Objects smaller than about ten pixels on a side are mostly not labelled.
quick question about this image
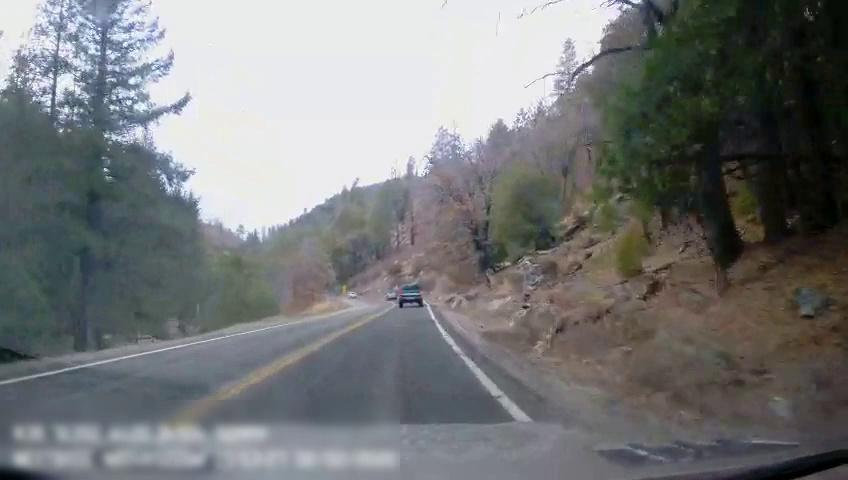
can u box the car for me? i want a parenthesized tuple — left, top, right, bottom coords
(386, 290, 398, 300)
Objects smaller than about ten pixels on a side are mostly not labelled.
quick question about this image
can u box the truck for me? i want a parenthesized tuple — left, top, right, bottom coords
(397, 285, 423, 309)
